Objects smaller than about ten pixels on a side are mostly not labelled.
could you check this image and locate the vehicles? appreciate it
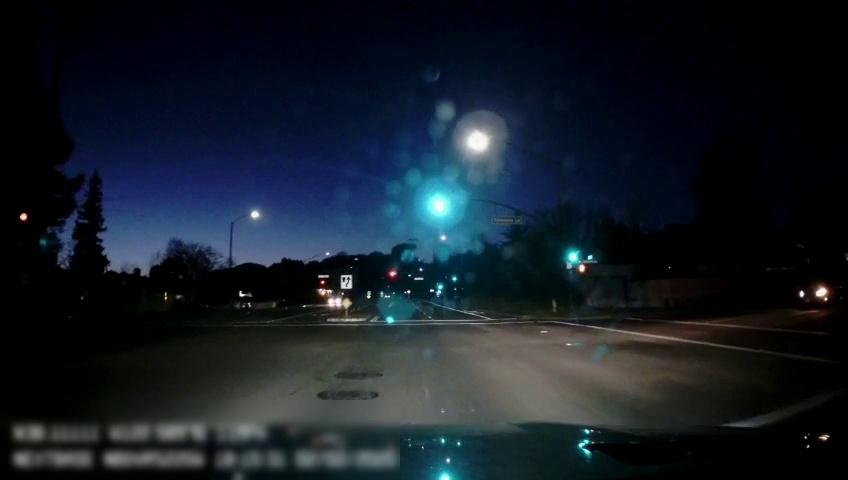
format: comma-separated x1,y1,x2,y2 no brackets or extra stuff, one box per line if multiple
328,294,342,308
799,275,846,307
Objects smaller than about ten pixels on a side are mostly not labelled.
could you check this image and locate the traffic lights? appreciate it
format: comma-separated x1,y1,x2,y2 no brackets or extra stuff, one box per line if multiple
21,212,27,236
570,247,577,262
437,195,445,212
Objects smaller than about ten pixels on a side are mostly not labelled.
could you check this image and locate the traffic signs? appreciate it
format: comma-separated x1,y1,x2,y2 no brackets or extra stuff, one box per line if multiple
340,274,353,290
341,298,353,309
